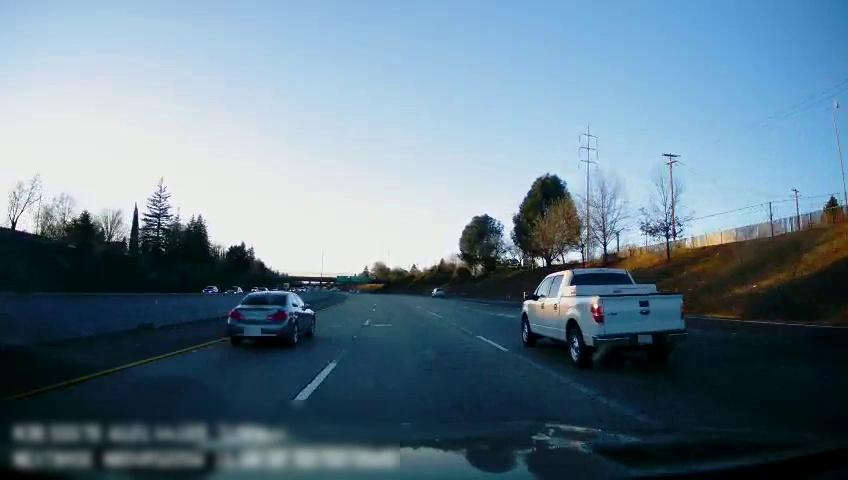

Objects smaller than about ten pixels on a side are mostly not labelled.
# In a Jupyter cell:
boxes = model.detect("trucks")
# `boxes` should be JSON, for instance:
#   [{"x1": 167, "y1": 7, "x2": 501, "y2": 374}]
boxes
[{"x1": 520, "y1": 267, "x2": 687, "y2": 366}]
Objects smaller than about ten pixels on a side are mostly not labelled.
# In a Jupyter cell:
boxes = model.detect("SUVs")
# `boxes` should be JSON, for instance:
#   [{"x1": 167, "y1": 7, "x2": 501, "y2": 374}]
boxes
[{"x1": 431, "y1": 288, "x2": 444, "y2": 298}]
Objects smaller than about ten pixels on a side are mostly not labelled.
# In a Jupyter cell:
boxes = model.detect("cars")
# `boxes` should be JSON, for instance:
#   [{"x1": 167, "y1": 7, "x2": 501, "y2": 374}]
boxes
[
  {"x1": 224, "y1": 286, "x2": 243, "y2": 294},
  {"x1": 227, "y1": 290, "x2": 317, "y2": 349},
  {"x1": 202, "y1": 286, "x2": 219, "y2": 294}
]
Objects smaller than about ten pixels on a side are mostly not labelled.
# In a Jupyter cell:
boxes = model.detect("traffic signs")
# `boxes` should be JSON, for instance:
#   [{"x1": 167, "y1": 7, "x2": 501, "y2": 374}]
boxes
[
  {"x1": 360, "y1": 276, "x2": 371, "y2": 282},
  {"x1": 338, "y1": 276, "x2": 349, "y2": 282},
  {"x1": 349, "y1": 276, "x2": 360, "y2": 282}
]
